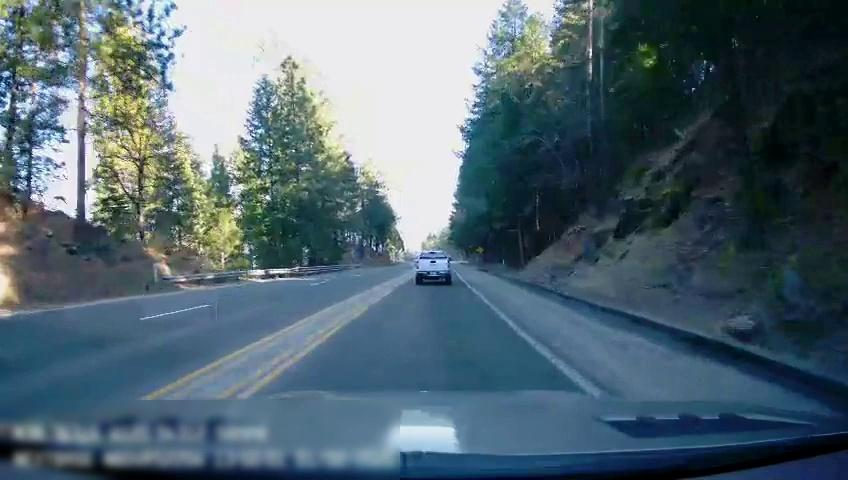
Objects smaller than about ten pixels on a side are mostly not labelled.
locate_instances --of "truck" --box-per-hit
[414,250,454,286]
